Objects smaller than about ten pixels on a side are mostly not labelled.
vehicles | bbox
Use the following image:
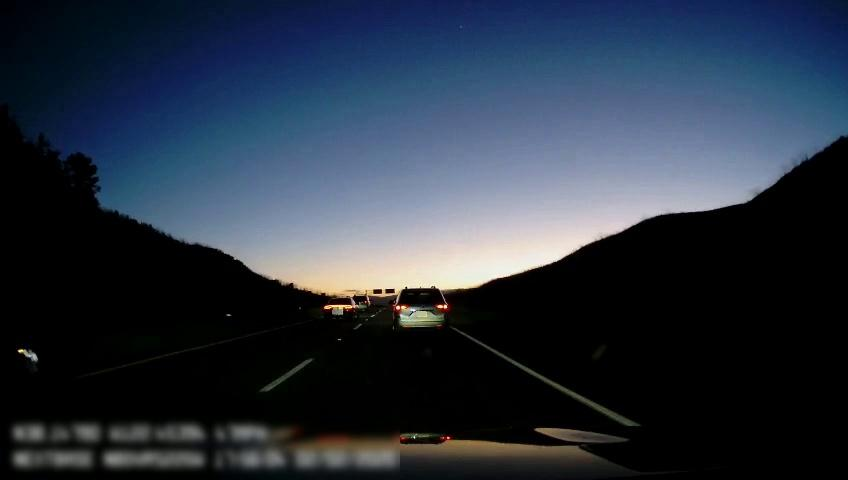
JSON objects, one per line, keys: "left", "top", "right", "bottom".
{"left": 322, "top": 297, "right": 360, "bottom": 320}
{"left": 0, "top": 341, "right": 40, "bottom": 390}
{"left": 353, "top": 295, "right": 371, "bottom": 311}
{"left": 387, "top": 287, "right": 448, "bottom": 335}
